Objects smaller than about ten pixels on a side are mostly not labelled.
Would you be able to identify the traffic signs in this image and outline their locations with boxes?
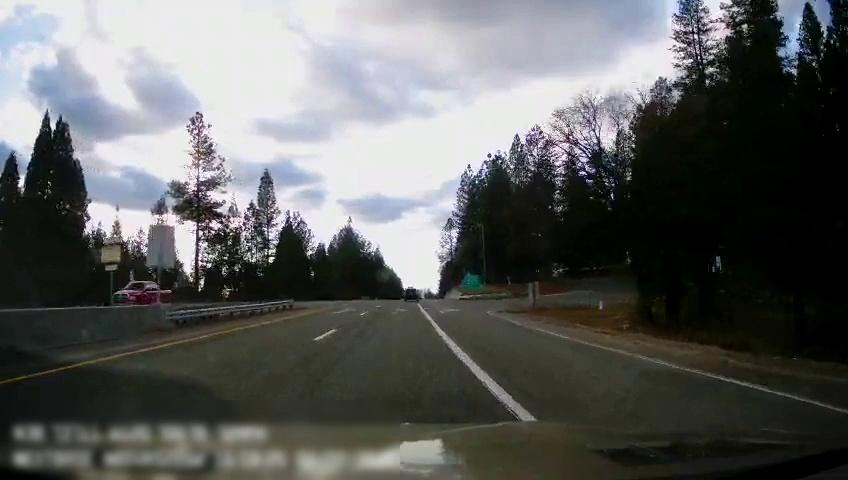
[464,285,480,292]
[463,275,480,286]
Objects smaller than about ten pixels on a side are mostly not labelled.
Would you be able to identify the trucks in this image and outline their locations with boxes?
[109,281,174,307]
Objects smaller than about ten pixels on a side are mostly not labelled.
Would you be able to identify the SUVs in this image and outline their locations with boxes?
[403,288,419,303]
